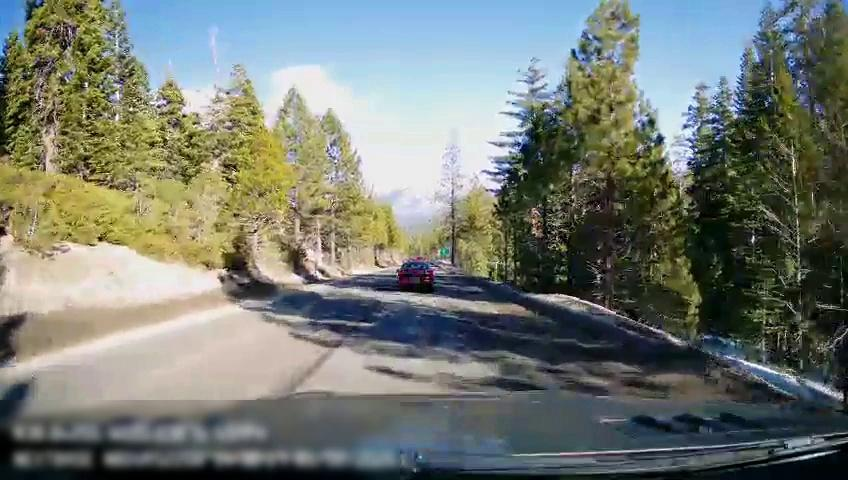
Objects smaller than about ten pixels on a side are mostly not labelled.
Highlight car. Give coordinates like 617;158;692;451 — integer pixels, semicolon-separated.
394;257;435;289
